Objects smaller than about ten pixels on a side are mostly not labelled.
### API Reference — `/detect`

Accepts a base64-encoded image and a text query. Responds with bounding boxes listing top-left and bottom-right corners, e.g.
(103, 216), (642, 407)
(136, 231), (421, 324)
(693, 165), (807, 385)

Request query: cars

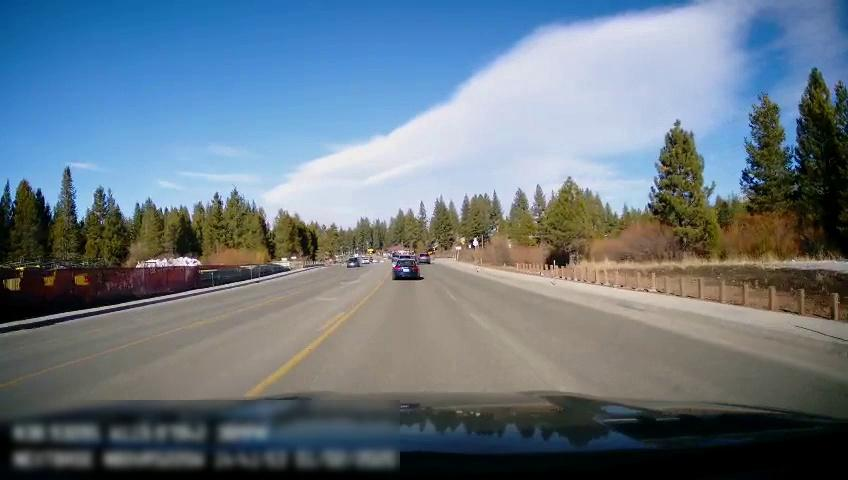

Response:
(392, 256), (421, 279)
(346, 257), (361, 268)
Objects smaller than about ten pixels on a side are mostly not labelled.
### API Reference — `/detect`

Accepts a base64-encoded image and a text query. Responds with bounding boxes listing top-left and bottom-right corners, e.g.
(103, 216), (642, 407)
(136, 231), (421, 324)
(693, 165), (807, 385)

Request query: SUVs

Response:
(416, 252), (430, 264)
